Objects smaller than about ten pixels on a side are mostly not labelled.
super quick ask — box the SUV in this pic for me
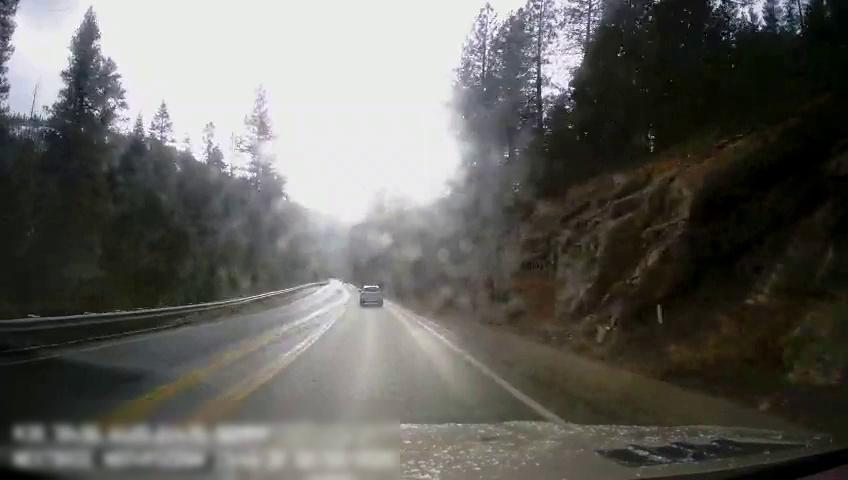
[358,284,384,307]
